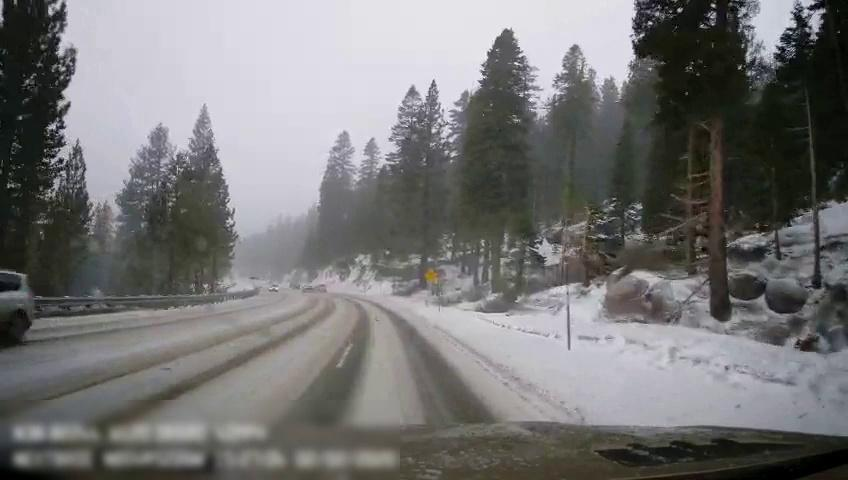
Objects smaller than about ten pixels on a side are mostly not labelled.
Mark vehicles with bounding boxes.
[315,283,328,293]
[0,269,34,345]
[268,284,279,293]
[300,284,314,293]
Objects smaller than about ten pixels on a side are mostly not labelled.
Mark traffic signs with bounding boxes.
[423,268,439,286]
